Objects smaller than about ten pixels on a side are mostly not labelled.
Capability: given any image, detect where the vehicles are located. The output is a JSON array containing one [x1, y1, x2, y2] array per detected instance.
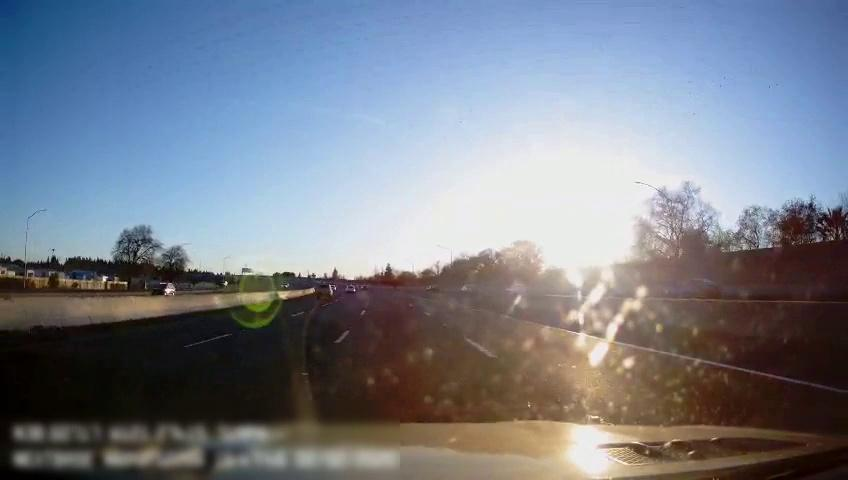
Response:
[[151, 282, 176, 297], [345, 284, 356, 294], [459, 284, 474, 293], [316, 283, 333, 299], [424, 284, 438, 293], [669, 279, 720, 299], [505, 283, 527, 295]]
